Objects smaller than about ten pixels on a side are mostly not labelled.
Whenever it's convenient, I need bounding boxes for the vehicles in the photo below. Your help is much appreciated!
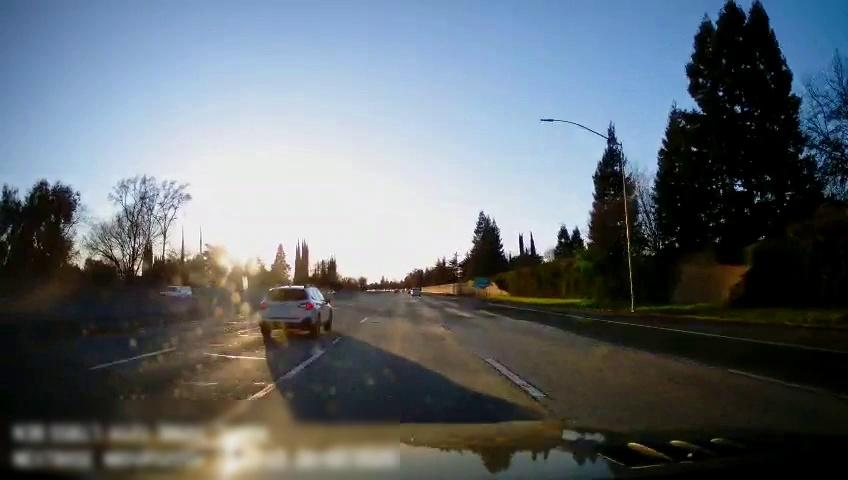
[410,287,422,297]
[256,285,334,340]
[157,286,193,299]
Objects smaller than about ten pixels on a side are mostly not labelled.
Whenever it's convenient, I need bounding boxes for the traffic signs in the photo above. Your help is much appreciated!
[475,277,489,287]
